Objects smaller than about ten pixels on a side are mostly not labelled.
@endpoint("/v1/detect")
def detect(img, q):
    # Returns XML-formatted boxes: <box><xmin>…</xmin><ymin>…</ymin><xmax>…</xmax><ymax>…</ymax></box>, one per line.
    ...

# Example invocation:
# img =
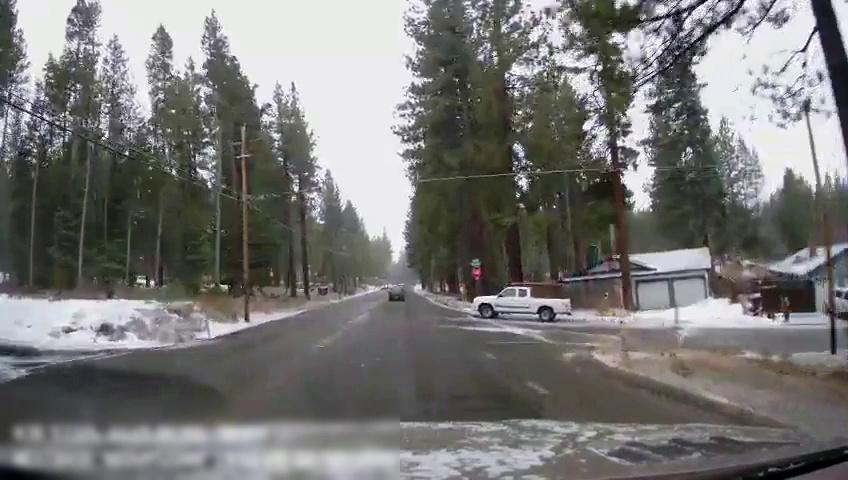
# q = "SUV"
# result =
<box><xmin>388</xmin><ymin>288</ymin><xmax>405</xmax><ymax>301</ymax></box>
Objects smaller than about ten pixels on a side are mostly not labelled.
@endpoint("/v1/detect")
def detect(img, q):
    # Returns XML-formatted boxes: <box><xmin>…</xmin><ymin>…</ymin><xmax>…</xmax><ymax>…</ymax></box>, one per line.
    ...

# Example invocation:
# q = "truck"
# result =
<box><xmin>472</xmin><ymin>287</ymin><xmax>572</xmax><ymax>322</ymax></box>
